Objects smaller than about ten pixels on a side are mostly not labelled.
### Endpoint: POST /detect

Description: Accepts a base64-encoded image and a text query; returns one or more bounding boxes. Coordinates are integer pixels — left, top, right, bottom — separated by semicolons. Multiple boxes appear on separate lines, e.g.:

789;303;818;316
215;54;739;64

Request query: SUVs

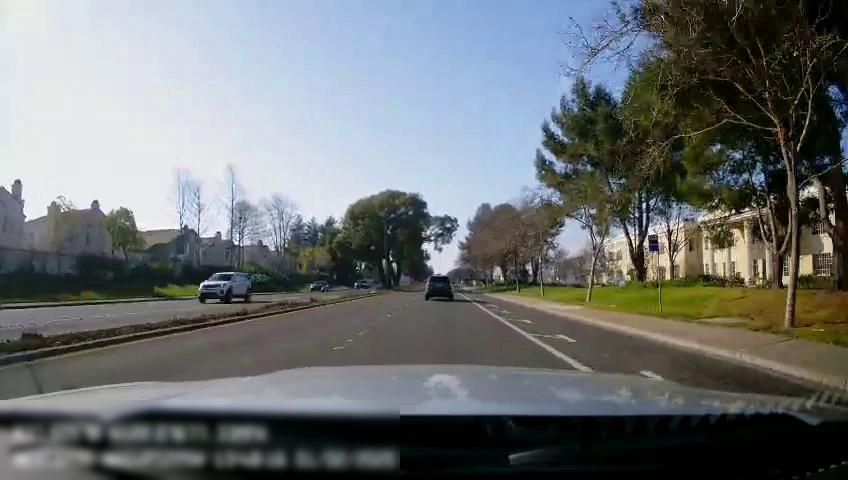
197;272;253;305
424;275;456;301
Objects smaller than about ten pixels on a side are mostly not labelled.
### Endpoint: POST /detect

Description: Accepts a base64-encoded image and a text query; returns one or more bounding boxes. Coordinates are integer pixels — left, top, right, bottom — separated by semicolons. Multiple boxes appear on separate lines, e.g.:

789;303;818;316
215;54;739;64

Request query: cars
309;280;329;294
